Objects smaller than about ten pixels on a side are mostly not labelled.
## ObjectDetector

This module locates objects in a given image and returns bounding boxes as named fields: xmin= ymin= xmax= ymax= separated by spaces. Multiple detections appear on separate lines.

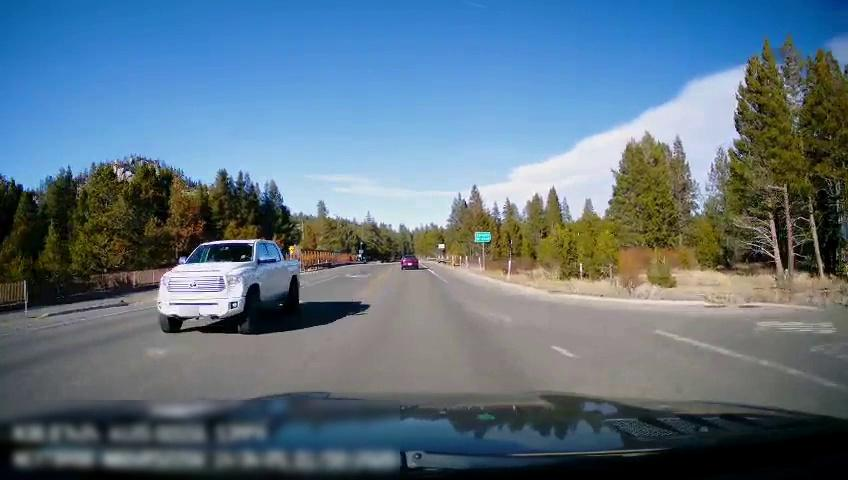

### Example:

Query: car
xmin=400 ymin=254 xmax=419 ymax=270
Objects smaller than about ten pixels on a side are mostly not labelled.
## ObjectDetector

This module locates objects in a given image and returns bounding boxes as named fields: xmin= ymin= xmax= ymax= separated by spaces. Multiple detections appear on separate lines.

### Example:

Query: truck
xmin=157 ymin=238 xmax=302 ymax=335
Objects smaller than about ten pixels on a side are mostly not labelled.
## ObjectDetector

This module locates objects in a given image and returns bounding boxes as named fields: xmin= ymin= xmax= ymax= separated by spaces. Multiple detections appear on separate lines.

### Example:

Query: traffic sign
xmin=474 ymin=232 xmax=492 ymax=244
